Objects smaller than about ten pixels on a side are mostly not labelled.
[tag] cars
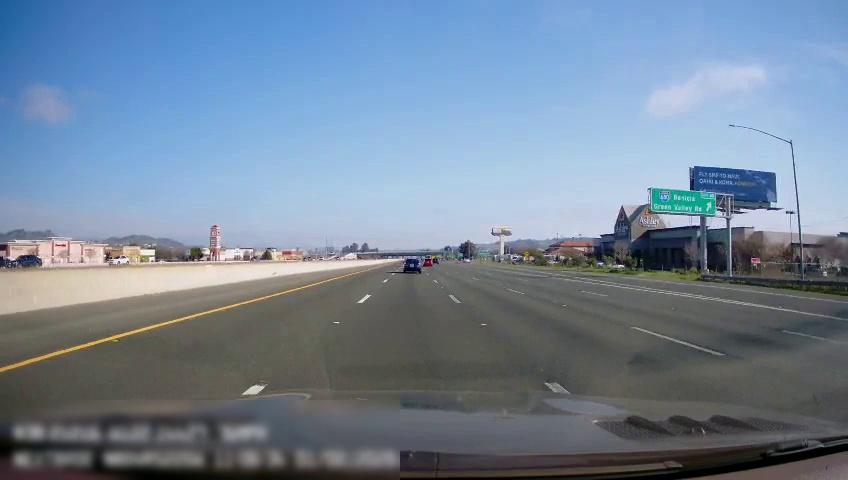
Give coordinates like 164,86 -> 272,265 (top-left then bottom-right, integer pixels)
7,255 -> 42,269
422,259 -> 433,267
403,259 -> 421,273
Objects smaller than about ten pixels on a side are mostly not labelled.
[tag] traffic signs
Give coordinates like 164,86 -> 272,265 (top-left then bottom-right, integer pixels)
649,187 -> 717,216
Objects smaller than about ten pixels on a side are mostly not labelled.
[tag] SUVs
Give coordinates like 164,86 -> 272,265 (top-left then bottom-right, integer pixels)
109,256 -> 129,266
